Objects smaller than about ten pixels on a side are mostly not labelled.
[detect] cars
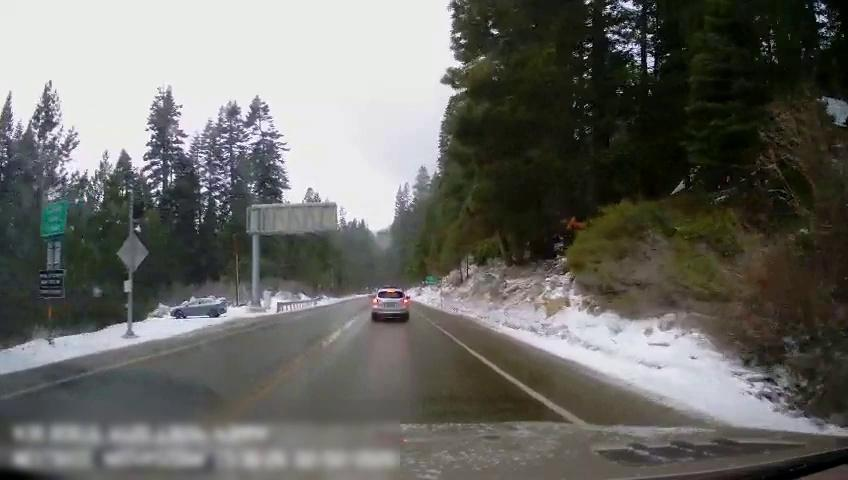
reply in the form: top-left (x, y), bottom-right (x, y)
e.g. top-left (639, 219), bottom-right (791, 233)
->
top-left (169, 297), bottom-right (227, 319)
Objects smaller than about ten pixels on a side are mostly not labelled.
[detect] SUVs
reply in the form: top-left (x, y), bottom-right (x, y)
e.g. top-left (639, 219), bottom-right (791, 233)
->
top-left (370, 287), bottom-right (411, 322)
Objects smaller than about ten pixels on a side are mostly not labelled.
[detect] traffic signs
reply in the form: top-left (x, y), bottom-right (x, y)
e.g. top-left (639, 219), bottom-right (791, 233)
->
top-left (38, 200), bottom-right (68, 238)
top-left (37, 268), bottom-right (66, 300)
top-left (424, 275), bottom-right (437, 285)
